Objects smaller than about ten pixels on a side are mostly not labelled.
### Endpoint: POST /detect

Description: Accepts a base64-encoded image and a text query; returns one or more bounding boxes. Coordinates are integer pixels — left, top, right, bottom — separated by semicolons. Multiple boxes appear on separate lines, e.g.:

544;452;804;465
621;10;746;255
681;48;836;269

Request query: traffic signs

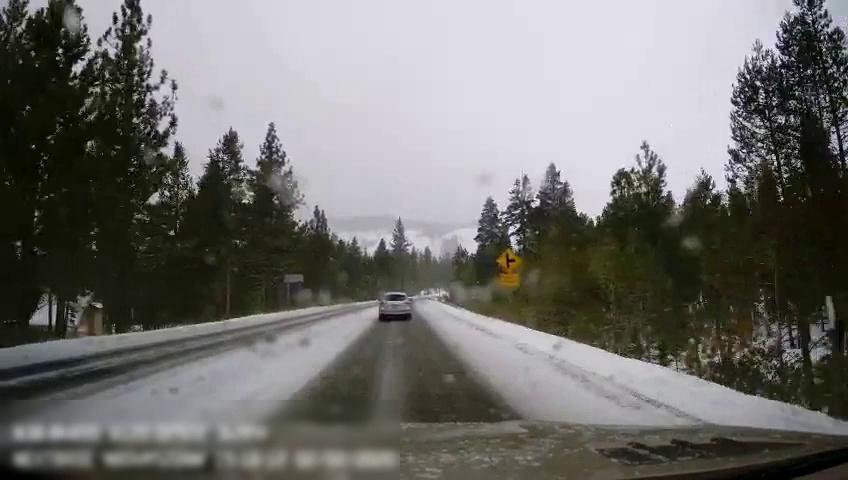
497;248;521;273
499;273;520;287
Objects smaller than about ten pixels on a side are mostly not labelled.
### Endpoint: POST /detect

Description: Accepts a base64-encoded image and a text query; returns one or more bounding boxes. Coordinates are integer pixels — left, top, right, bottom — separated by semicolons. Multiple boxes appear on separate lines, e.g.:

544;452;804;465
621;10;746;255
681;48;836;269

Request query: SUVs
378;291;414;320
